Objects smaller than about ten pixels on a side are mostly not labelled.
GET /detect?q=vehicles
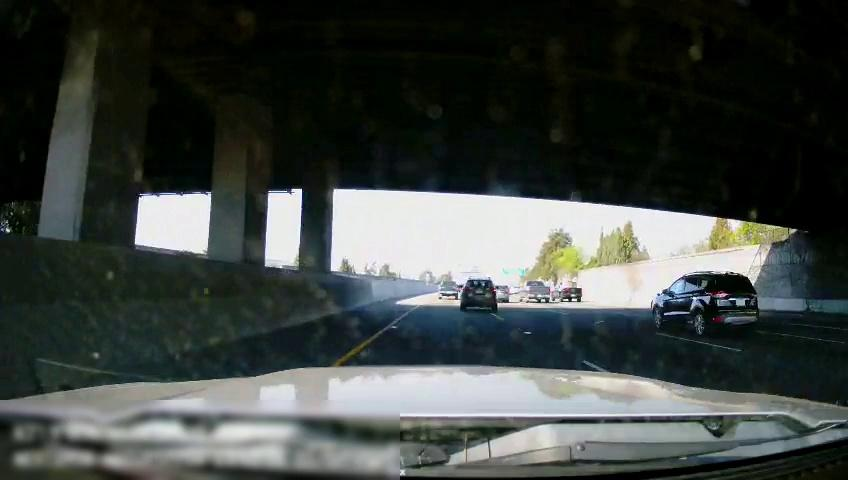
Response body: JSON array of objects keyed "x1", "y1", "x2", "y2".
[
  {"x1": 489, "y1": 285, "x2": 510, "y2": 304},
  {"x1": 518, "y1": 279, "x2": 551, "y2": 304},
  {"x1": 649, "y1": 269, "x2": 760, "y2": 337},
  {"x1": 551, "y1": 280, "x2": 583, "y2": 303},
  {"x1": 437, "y1": 280, "x2": 459, "y2": 301},
  {"x1": 509, "y1": 285, "x2": 521, "y2": 294},
  {"x1": 458, "y1": 277, "x2": 499, "y2": 313}
]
